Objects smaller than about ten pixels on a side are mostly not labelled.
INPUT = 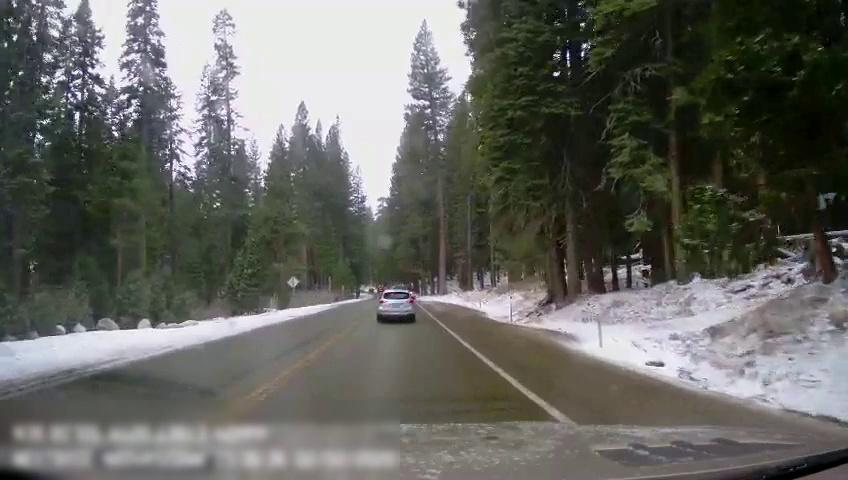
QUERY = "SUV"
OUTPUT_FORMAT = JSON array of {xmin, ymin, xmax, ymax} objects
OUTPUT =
[{"xmin": 375, "ymin": 289, "xmax": 417, "ymax": 324}]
